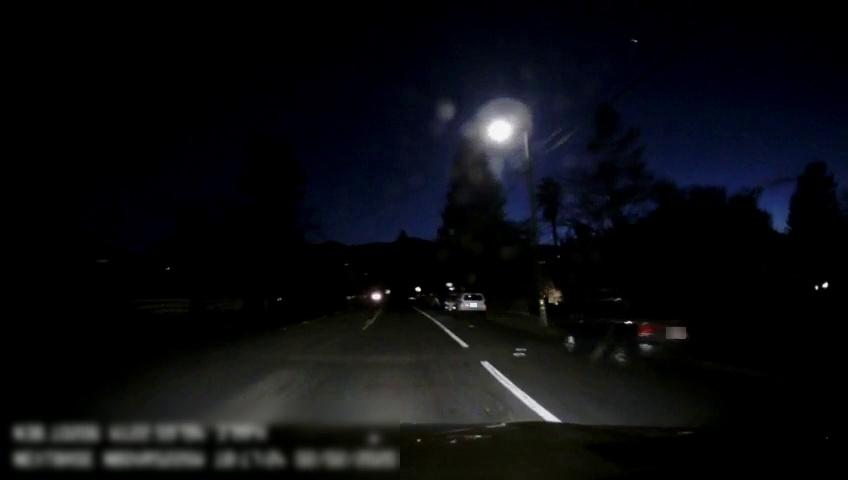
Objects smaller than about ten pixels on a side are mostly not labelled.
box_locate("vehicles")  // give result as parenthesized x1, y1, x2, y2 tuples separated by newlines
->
(456, 292, 487, 316)
(443, 292, 461, 315)
(564, 297, 691, 367)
